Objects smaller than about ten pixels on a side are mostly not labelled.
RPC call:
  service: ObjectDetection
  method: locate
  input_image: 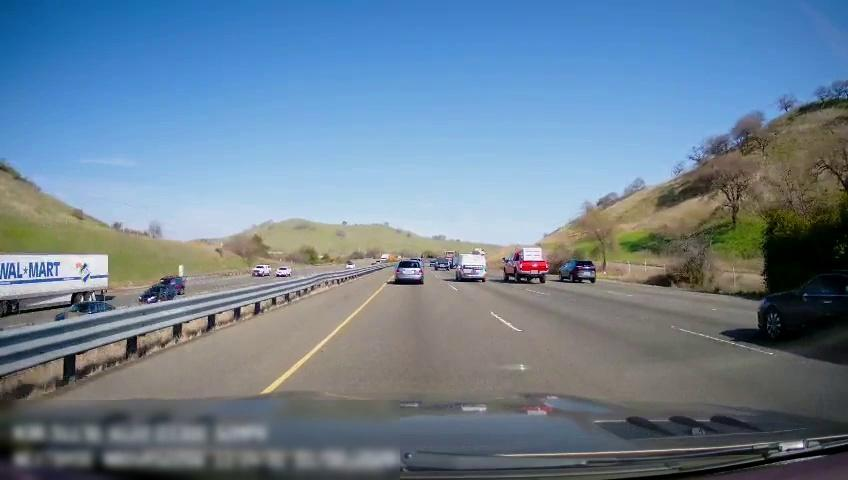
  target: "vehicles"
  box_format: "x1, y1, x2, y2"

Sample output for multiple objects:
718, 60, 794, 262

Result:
159, 275, 186, 296
253, 264, 273, 278
409, 257, 424, 270
434, 256, 450, 271
138, 285, 177, 306
394, 259, 425, 285
54, 301, 118, 323
454, 246, 487, 283
380, 253, 398, 262
502, 247, 550, 283
0, 253, 109, 316
756, 271, 848, 342
345, 263, 356, 269
275, 265, 292, 277
558, 258, 597, 284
